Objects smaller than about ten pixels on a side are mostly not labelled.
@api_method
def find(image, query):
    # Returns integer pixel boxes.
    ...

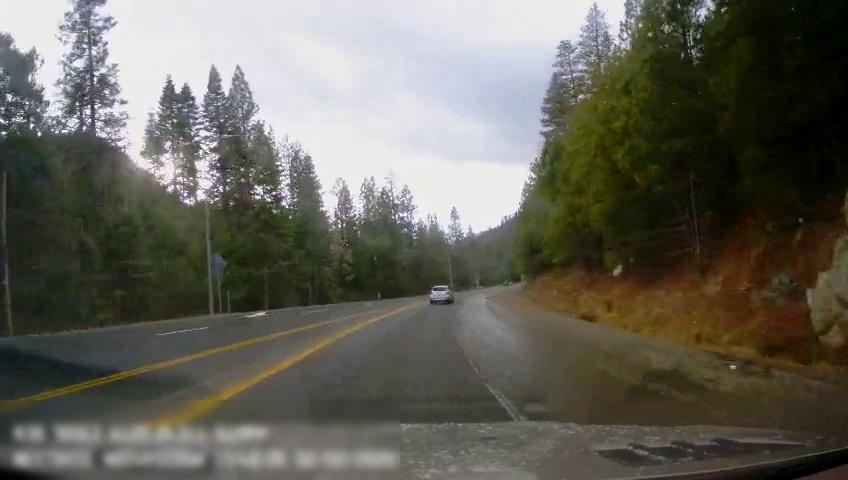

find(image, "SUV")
[429,285,454,305]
